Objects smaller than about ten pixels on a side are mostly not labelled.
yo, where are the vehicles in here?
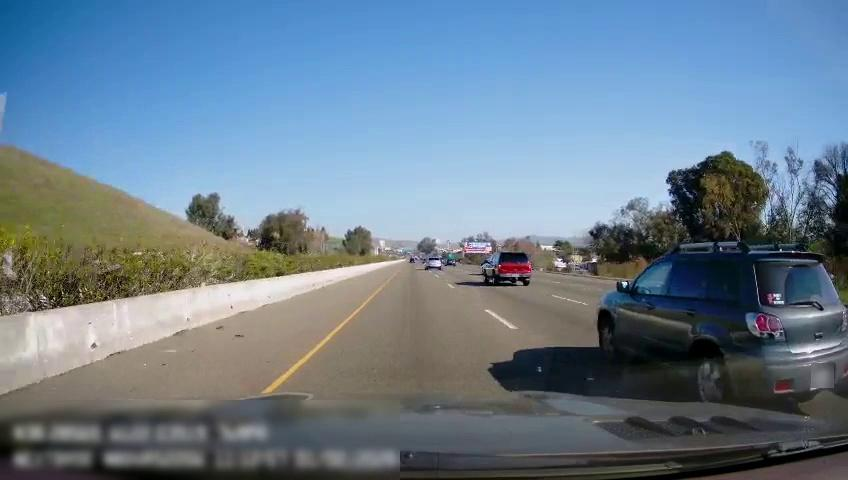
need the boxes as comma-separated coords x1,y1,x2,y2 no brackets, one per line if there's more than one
596,251,848,403
484,251,531,285
443,255,457,266
424,256,442,270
